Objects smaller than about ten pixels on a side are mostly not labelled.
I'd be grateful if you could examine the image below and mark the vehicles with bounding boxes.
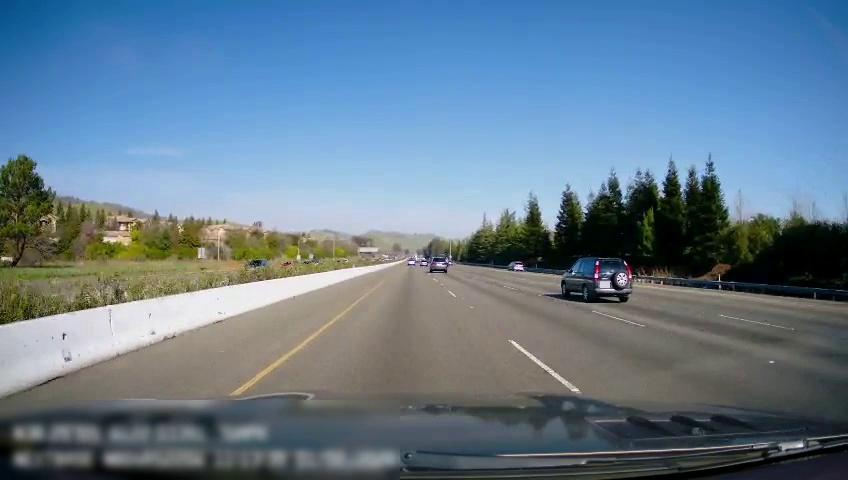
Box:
[507,260,524,272]
[439,253,449,267]
[243,259,273,272]
[0,256,14,263]
[559,256,633,303]
[430,256,448,273]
